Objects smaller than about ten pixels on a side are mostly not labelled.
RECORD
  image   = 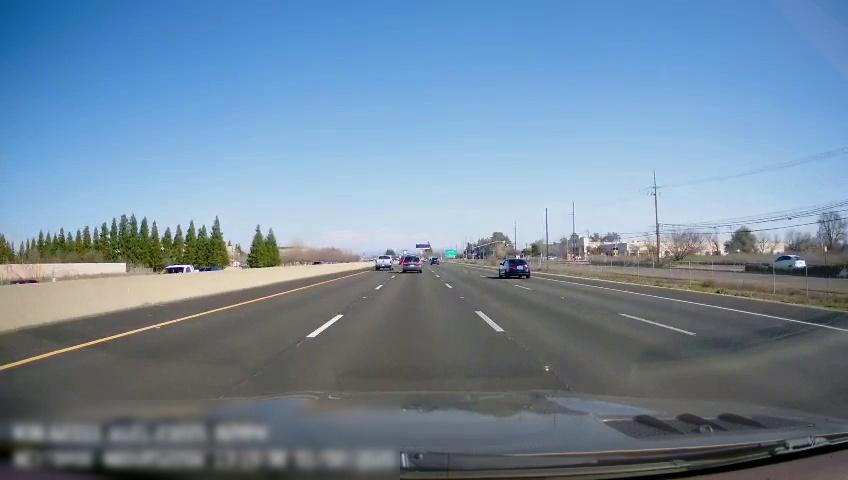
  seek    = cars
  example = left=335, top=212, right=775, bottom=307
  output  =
left=771, top=255, right=808, bottom=273
left=498, top=258, right=531, bottom=279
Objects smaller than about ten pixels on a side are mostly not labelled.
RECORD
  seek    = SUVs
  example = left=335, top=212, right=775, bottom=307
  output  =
left=402, top=256, right=422, bottom=273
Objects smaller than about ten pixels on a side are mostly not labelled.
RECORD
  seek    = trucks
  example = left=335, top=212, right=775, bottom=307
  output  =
left=157, top=263, right=199, bottom=275
left=374, top=255, right=394, bottom=272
